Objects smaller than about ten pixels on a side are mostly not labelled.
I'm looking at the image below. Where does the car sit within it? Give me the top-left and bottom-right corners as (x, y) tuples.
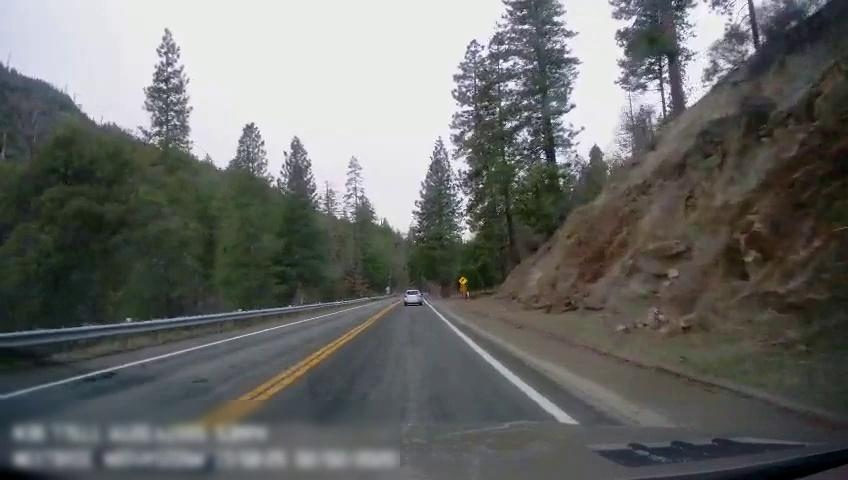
(403, 290), (423, 306)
